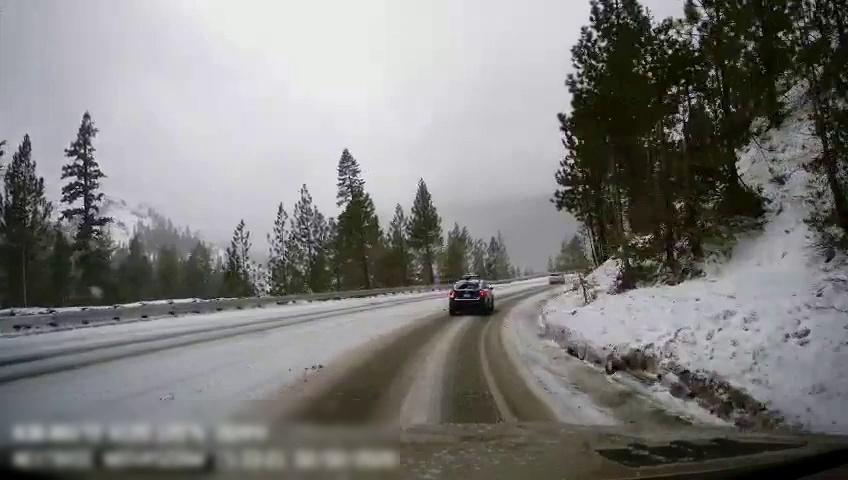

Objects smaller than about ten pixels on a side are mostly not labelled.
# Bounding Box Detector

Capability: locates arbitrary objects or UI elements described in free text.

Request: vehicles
[448,275,495,316]
[549,272,566,285]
